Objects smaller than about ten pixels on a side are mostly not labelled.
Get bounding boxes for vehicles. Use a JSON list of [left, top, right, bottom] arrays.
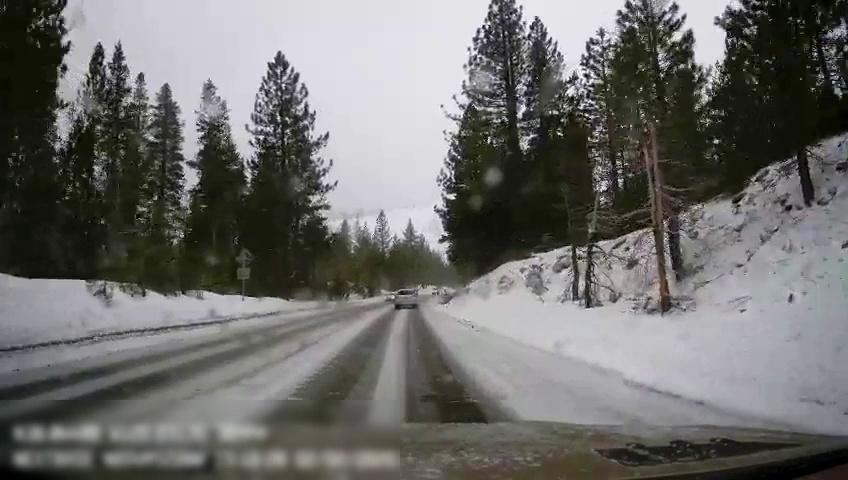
[[393, 290, 420, 311], [384, 291, 396, 302]]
